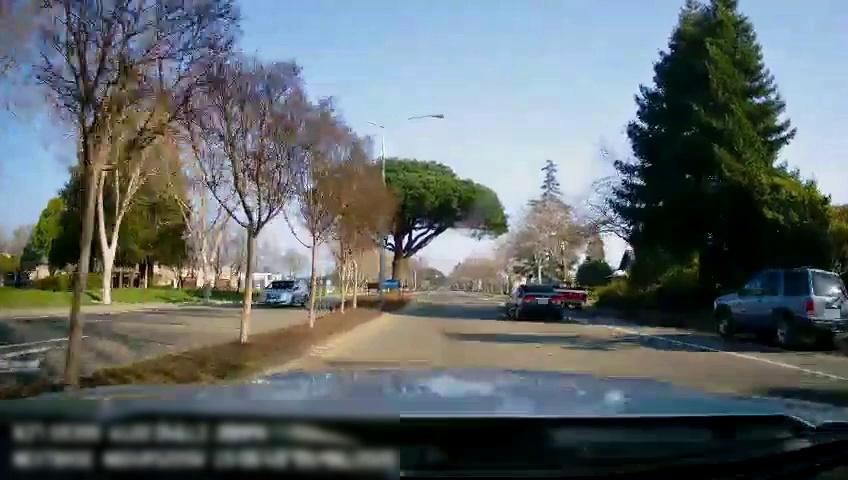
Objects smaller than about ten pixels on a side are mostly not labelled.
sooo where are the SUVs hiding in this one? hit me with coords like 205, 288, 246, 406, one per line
713, 267, 848, 352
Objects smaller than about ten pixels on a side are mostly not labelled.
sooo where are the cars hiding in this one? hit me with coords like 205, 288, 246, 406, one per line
504, 283, 565, 322
260, 279, 313, 309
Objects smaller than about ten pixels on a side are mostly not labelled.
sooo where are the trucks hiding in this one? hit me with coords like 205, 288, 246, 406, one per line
546, 279, 589, 314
